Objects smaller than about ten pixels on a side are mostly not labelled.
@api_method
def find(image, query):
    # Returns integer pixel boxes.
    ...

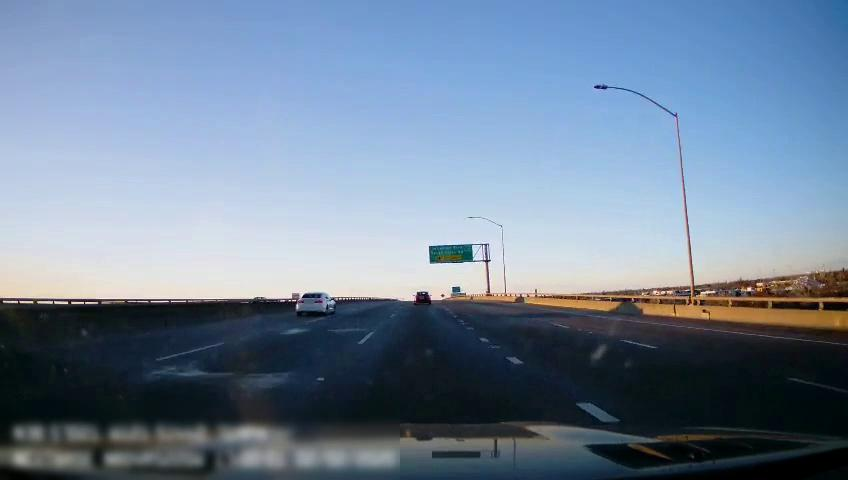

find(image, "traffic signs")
[429,245,474,263]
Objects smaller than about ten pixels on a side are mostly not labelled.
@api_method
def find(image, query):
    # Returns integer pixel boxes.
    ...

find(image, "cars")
[413,291,432,305]
[295,292,337,317]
